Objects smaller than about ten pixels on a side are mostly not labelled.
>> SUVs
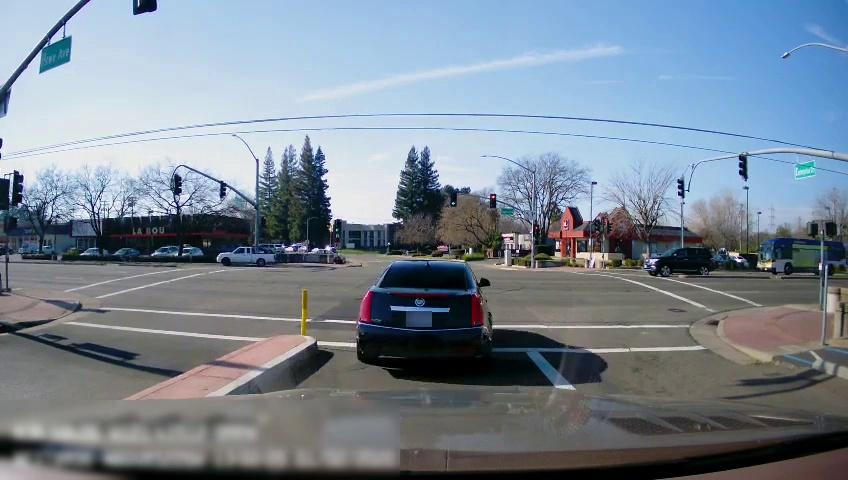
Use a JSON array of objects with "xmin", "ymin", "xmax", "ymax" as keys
[{"xmin": 645, "ymin": 246, "xmax": 716, "ymax": 277}]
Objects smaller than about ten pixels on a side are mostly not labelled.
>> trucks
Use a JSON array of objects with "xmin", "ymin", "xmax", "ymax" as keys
[{"xmin": 216, "ymin": 247, "xmax": 275, "ymax": 267}]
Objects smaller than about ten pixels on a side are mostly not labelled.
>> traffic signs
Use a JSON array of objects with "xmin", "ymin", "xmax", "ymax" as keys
[
  {"xmin": 500, "ymin": 207, "xmax": 514, "ymax": 215},
  {"xmin": 793, "ymin": 160, "xmax": 816, "ymax": 178},
  {"xmin": 40, "ymin": 35, "xmax": 72, "ymax": 74}
]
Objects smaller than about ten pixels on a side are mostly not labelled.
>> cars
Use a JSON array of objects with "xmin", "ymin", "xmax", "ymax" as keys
[
  {"xmin": 79, "ymin": 248, "xmax": 108, "ymax": 259},
  {"xmin": 112, "ymin": 248, "xmax": 139, "ymax": 259},
  {"xmin": 356, "ymin": 258, "xmax": 494, "ymax": 365},
  {"xmin": 151, "ymin": 246, "xmax": 180, "ymax": 258},
  {"xmin": 175, "ymin": 247, "xmax": 203, "ymax": 258}
]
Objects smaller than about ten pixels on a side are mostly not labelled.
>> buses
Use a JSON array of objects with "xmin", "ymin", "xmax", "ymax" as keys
[{"xmin": 756, "ymin": 238, "xmax": 848, "ymax": 276}]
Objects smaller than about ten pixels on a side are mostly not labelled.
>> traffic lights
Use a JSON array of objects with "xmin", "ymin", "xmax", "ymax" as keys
[
  {"xmin": 332, "ymin": 219, "xmax": 341, "ymax": 234},
  {"xmin": 12, "ymin": 170, "xmax": 24, "ymax": 205},
  {"xmin": 4, "ymin": 218, "xmax": 18, "ymax": 231},
  {"xmin": 594, "ymin": 220, "xmax": 601, "ymax": 233},
  {"xmin": 676, "ymin": 177, "xmax": 684, "ymax": 198},
  {"xmin": 0, "ymin": 137, "xmax": 4, "ymax": 159},
  {"xmin": 0, "ymin": 179, "xmax": 10, "ymax": 210},
  {"xmin": 173, "ymin": 173, "xmax": 182, "ymax": 195},
  {"xmin": 450, "ymin": 192, "xmax": 458, "ymax": 208},
  {"xmin": 218, "ymin": 180, "xmax": 226, "ymax": 199},
  {"xmin": 489, "ymin": 193, "xmax": 496, "ymax": 208},
  {"xmin": 806, "ymin": 222, "xmax": 820, "ymax": 236},
  {"xmin": 132, "ymin": 0, "xmax": 158, "ymax": 15},
  {"xmin": 606, "ymin": 219, "xmax": 613, "ymax": 232},
  {"xmin": 822, "ymin": 221, "xmax": 837, "ymax": 235},
  {"xmin": 738, "ymin": 154, "xmax": 747, "ymax": 178},
  {"xmin": 532, "ymin": 223, "xmax": 539, "ymax": 236}
]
